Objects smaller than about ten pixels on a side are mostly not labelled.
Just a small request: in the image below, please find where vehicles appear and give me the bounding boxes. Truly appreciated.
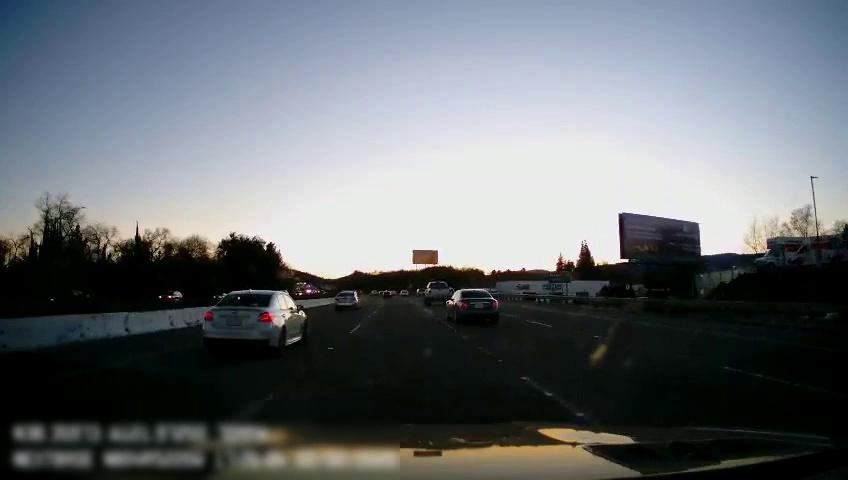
[158,291,183,302]
[202,289,310,358]
[444,288,500,325]
[424,282,452,308]
[334,291,361,311]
